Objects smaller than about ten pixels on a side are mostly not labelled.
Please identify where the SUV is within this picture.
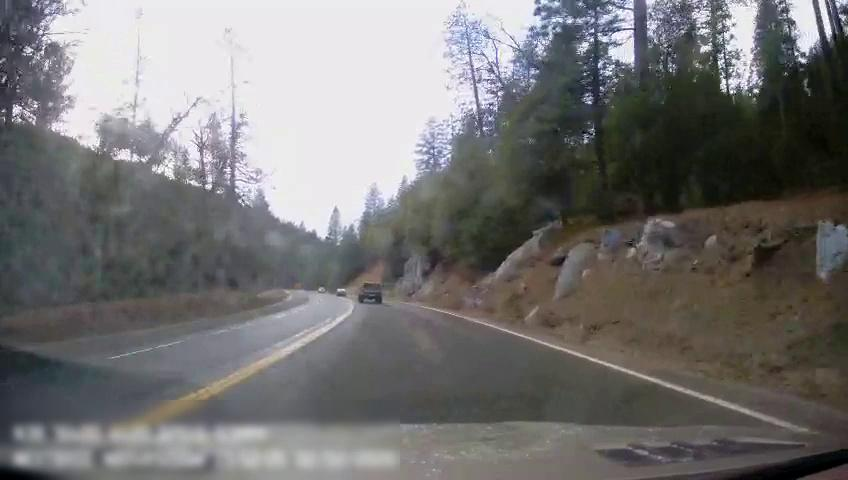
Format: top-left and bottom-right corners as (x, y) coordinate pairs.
(336, 287), (347, 296)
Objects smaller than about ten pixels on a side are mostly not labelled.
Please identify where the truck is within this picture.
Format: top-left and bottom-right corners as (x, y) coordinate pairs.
(358, 282), (383, 304)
